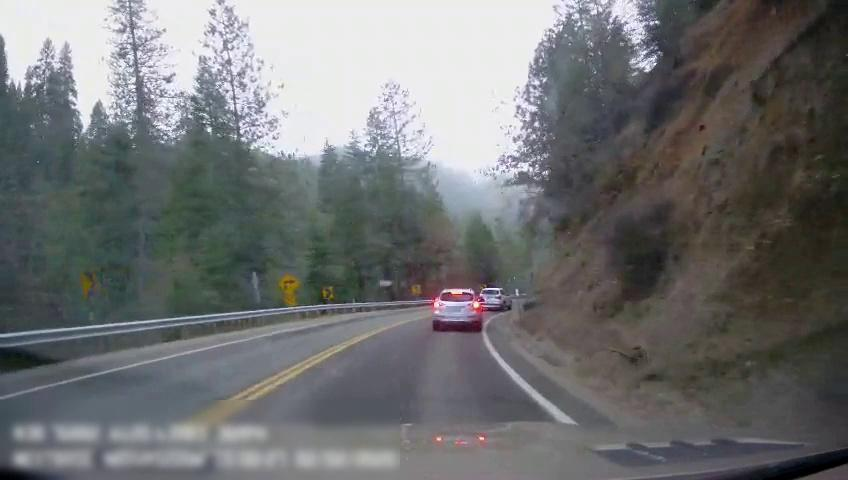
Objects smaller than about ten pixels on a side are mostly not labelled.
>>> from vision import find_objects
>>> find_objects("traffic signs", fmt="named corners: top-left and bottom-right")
top-left (284, 295), bottom-right (296, 306)
top-left (80, 271), bottom-right (98, 294)
top-left (322, 286), bottom-right (335, 300)
top-left (278, 274), bottom-right (299, 295)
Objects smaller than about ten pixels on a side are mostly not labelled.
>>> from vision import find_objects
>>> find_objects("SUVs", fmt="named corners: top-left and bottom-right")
top-left (479, 287), bottom-right (512, 311)
top-left (432, 288), bottom-right (485, 330)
